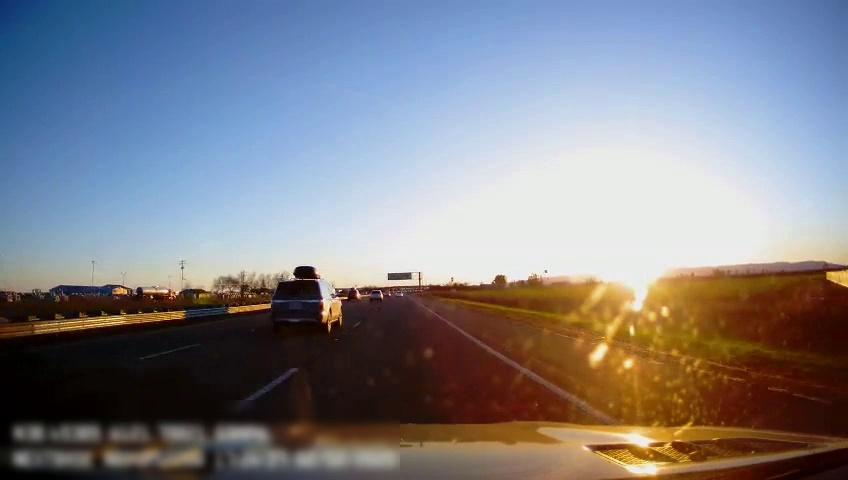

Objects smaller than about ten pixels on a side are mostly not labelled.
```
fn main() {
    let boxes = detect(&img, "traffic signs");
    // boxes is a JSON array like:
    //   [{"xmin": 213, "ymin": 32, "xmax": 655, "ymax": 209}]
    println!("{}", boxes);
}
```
[{"xmin": 387, "ymin": 272, "xmax": 412, "ymax": 280}]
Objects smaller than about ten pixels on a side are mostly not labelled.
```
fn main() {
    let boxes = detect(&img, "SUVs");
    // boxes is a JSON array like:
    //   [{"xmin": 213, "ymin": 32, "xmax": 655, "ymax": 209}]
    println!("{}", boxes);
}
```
[
  {"xmin": 369, "ymin": 289, "xmax": 383, "ymax": 301},
  {"xmin": 270, "ymin": 265, "xmax": 345, "ymax": 334},
  {"xmin": 346, "ymin": 285, "xmax": 362, "ymax": 301}
]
